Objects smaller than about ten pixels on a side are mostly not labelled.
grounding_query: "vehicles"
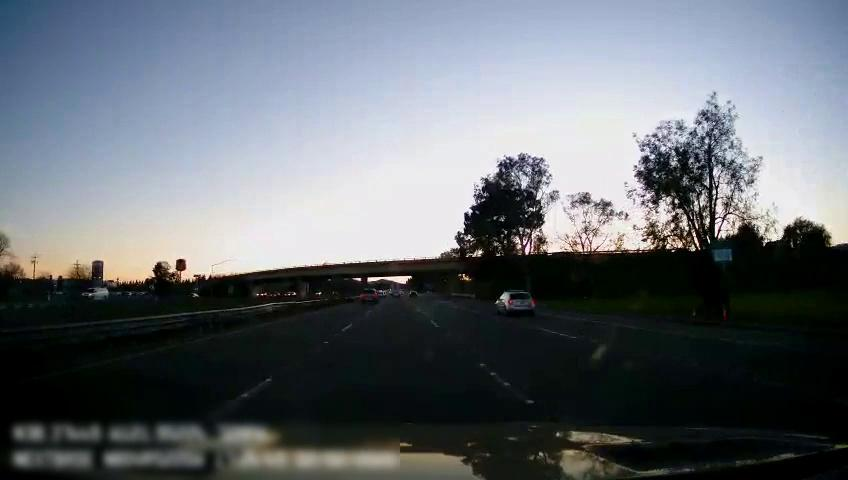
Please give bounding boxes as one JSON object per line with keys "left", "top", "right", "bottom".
{"left": 360, "top": 289, "right": 378, "bottom": 304}
{"left": 188, "top": 293, "right": 200, "bottom": 299}
{"left": 495, "top": 291, "right": 536, "bottom": 318}
{"left": 81, "top": 288, "right": 109, "bottom": 302}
